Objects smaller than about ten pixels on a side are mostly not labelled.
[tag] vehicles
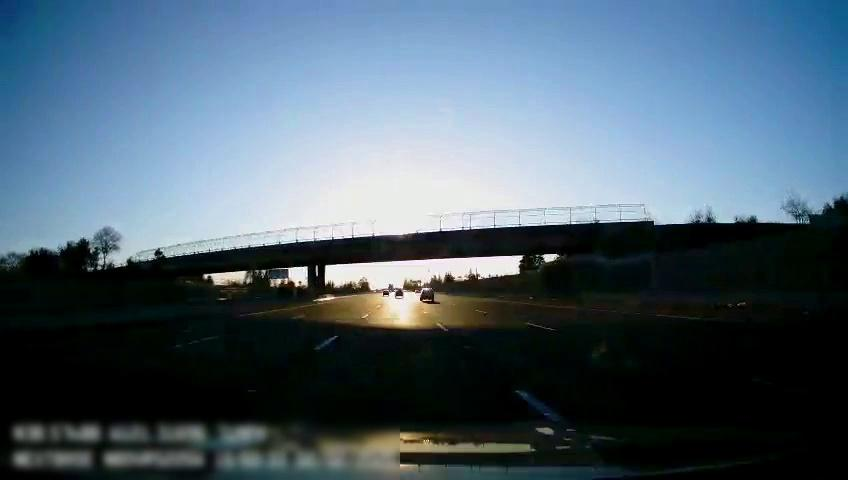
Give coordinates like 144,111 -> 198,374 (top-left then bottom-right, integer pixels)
419,287 -> 435,303
394,288 -> 404,298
